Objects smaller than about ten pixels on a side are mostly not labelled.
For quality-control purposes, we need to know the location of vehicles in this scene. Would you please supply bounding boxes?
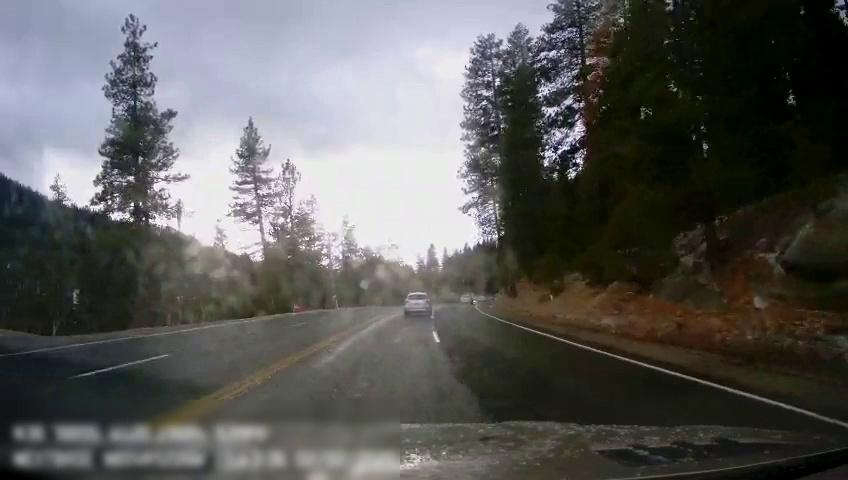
[459,294,471,304]
[403,292,430,316]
